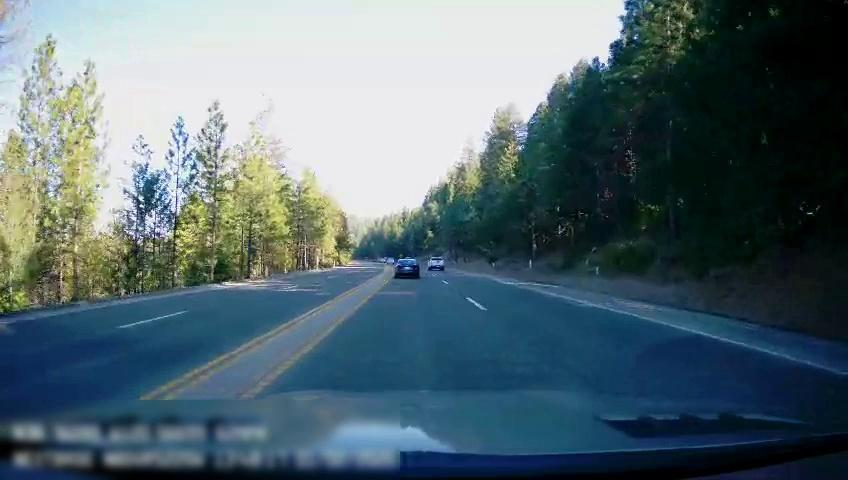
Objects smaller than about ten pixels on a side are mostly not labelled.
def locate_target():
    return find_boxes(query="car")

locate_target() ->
[394,257,420,281]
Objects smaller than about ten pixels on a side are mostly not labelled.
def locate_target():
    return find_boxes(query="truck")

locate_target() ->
[426,256,446,272]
